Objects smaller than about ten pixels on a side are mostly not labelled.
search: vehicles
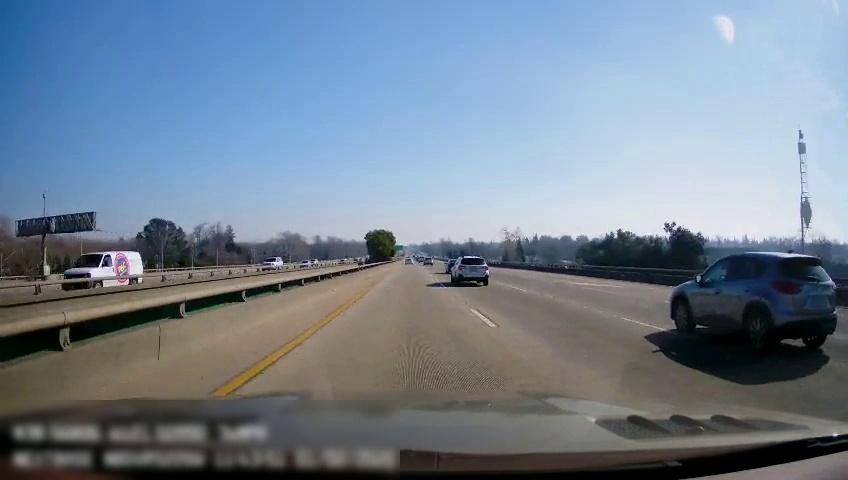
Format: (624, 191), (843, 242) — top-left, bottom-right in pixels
(449, 255), (490, 286)
(668, 250), (841, 358)
(62, 250), (144, 291)
(298, 259), (313, 269)
(261, 256), (284, 272)
(444, 258), (457, 274)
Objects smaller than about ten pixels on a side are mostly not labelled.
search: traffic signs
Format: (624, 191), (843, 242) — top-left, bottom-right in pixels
(53, 210), (96, 235)
(16, 215), (52, 239)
